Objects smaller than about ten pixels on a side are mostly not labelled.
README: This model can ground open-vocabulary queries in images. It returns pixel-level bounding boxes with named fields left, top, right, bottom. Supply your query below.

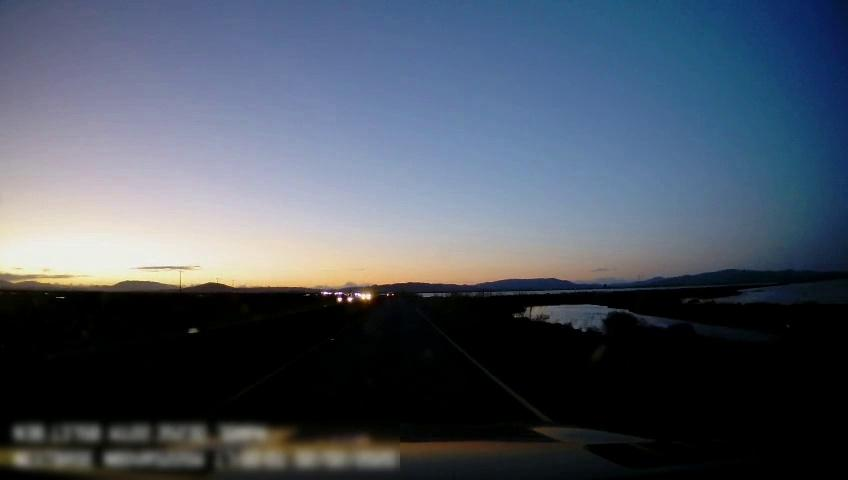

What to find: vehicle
left=336, top=293, right=355, bottom=304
